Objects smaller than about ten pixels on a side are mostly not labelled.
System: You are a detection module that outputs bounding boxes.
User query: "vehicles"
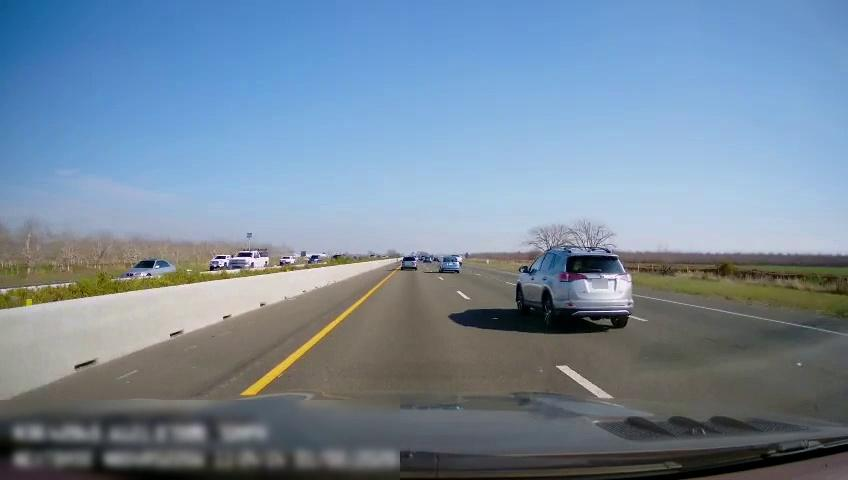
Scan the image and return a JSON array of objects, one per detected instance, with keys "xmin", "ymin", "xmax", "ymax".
[
  {"xmin": 308, "ymin": 255, "xmax": 321, "ymax": 264},
  {"xmin": 400, "ymin": 256, "xmax": 418, "ymax": 271},
  {"xmin": 438, "ymin": 255, "xmax": 460, "ymax": 273},
  {"xmin": 514, "ymin": 244, "xmax": 634, "ymax": 329},
  {"xmin": 228, "ymin": 251, "xmax": 270, "ymax": 270},
  {"xmin": 279, "ymin": 256, "xmax": 296, "ymax": 265},
  {"xmin": 123, "ymin": 259, "xmax": 176, "ymax": 279},
  {"xmin": 209, "ymin": 254, "xmax": 232, "ymax": 271}
]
